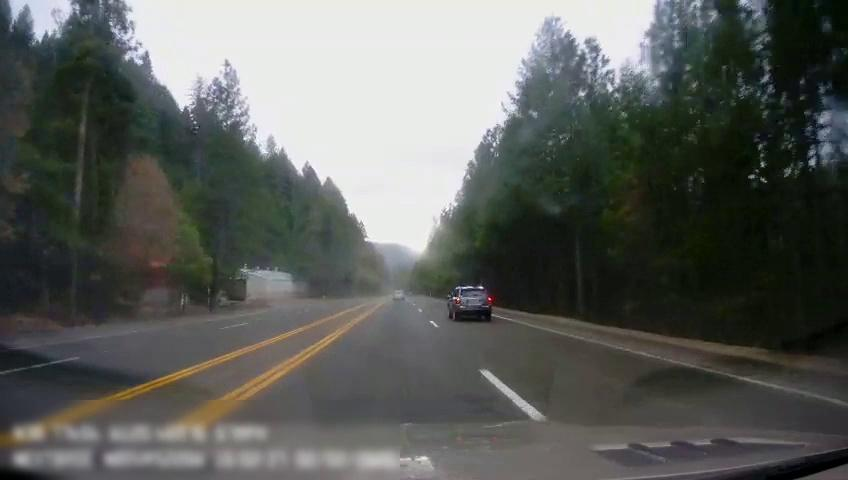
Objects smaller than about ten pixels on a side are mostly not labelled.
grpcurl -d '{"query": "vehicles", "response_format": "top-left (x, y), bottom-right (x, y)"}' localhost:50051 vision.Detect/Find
top-left (392, 289), bottom-right (407, 301)
top-left (447, 286), bottom-right (494, 323)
